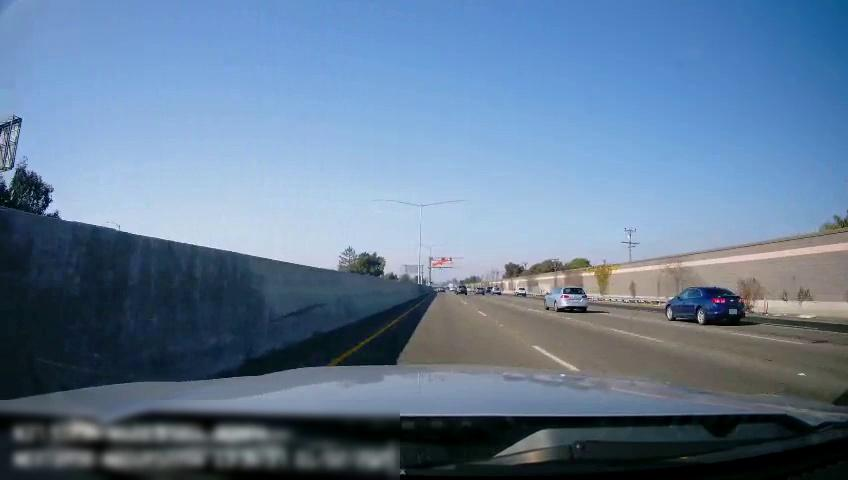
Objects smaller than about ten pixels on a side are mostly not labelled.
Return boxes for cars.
[474,287,485,295]
[664,286,745,326]
[544,286,588,313]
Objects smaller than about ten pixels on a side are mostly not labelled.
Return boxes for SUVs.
[491,285,502,295]
[456,285,468,295]
[514,287,527,296]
